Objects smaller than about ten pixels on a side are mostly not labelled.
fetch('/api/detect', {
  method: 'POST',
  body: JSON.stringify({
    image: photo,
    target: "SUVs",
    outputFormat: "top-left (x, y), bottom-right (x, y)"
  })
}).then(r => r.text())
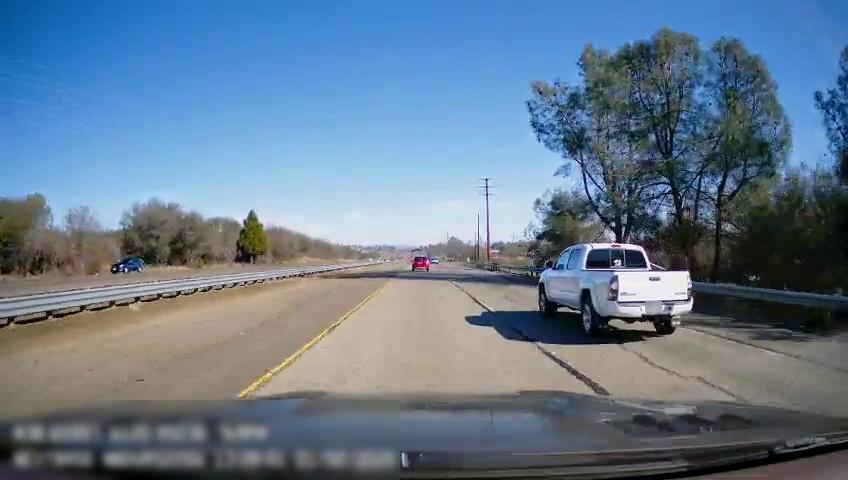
top-left (410, 255), bottom-right (431, 272)
top-left (110, 256), bottom-right (145, 275)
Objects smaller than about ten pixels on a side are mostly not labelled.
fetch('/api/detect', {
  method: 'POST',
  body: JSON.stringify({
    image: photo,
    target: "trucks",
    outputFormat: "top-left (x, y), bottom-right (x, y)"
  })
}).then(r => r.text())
top-left (536, 243), bottom-right (694, 338)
